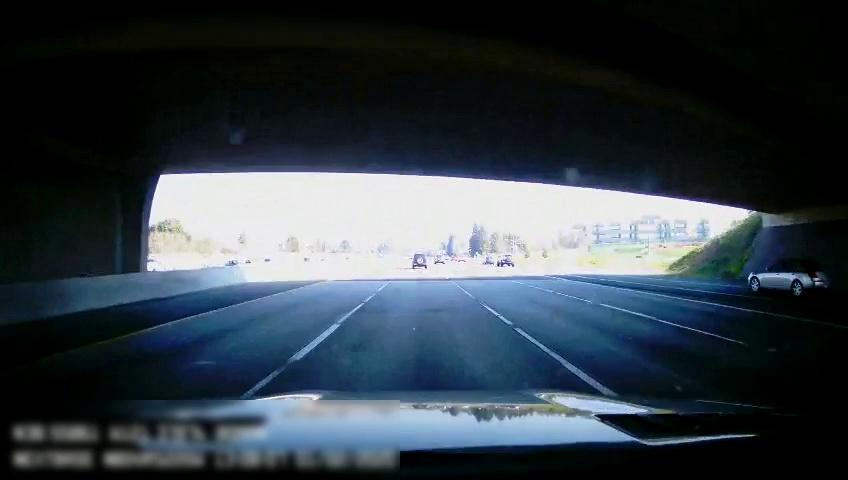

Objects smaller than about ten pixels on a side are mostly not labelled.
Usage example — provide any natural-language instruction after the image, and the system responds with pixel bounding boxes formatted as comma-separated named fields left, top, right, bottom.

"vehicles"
left=747, top=257, right=835, bottom=299
left=434, top=254, right=445, bottom=264
left=496, top=255, right=514, bottom=267
left=223, top=260, right=238, bottom=266
left=411, top=254, right=428, bottom=269
left=482, top=256, right=495, bottom=265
